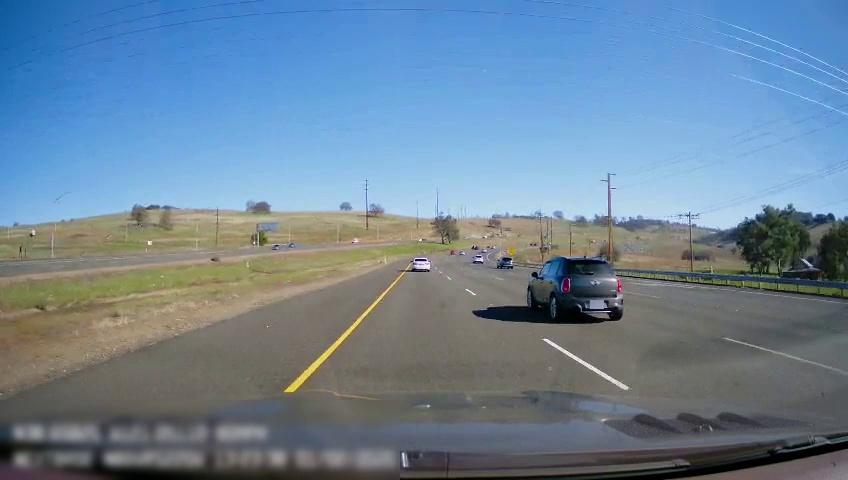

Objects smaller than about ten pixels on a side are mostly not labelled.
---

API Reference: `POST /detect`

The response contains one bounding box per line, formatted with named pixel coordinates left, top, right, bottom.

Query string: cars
left=472, top=254, right=484, bottom=264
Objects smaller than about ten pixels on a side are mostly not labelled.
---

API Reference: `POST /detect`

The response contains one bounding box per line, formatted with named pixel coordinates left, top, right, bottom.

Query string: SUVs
left=527, top=255, right=625, bottom=321
left=496, top=256, right=513, bottom=269
left=411, top=257, right=430, bottom=272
